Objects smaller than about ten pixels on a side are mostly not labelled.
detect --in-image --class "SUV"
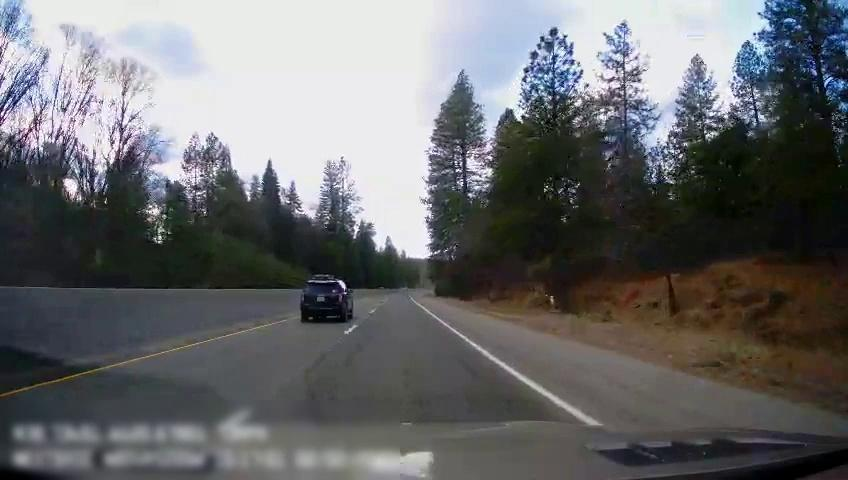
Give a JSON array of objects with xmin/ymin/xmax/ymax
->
[{"xmin": 300, "ymin": 279, "xmax": 354, "ymax": 324}]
